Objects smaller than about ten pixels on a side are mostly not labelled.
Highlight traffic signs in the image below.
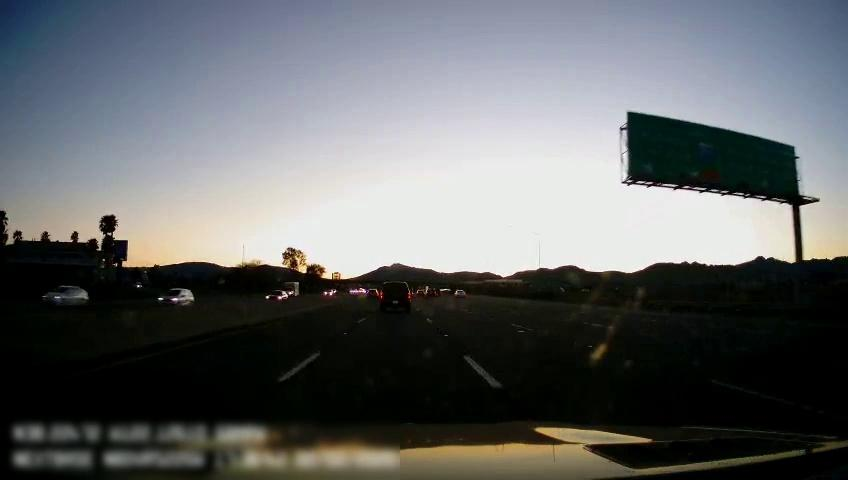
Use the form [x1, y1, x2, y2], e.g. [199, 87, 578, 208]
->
[626, 111, 721, 190]
[721, 126, 800, 201]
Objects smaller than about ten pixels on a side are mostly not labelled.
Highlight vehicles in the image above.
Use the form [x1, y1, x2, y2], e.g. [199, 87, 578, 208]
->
[453, 289, 466, 298]
[284, 281, 299, 297]
[42, 285, 89, 305]
[265, 289, 289, 301]
[156, 288, 194, 306]
[379, 280, 412, 312]
[424, 287, 438, 299]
